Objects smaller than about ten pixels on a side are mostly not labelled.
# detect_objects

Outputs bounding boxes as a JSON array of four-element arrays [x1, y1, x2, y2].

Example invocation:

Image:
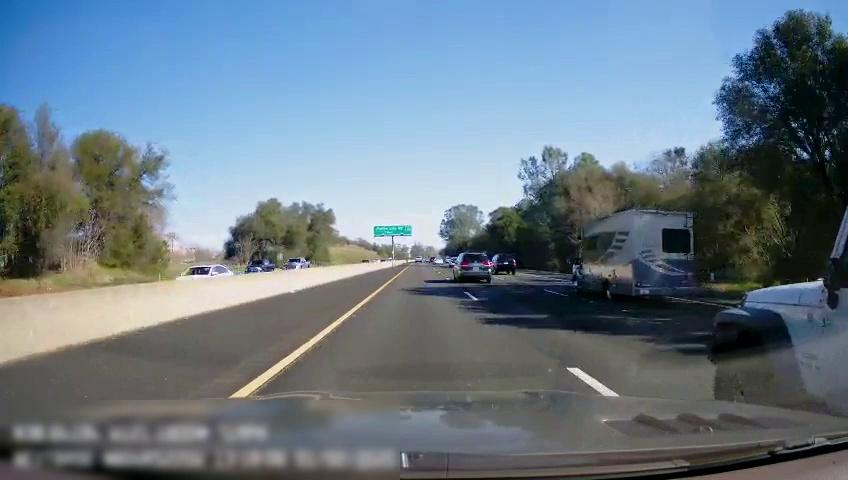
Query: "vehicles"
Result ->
[[281, 257, 311, 271], [453, 252, 492, 283], [433, 256, 444, 265], [244, 258, 276, 272], [705, 209, 848, 416], [491, 252, 517, 276], [176, 264, 235, 281], [571, 208, 699, 304], [448, 257, 458, 268]]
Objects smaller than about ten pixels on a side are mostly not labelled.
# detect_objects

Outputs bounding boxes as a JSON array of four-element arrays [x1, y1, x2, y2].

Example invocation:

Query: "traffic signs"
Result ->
[[373, 223, 413, 236]]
